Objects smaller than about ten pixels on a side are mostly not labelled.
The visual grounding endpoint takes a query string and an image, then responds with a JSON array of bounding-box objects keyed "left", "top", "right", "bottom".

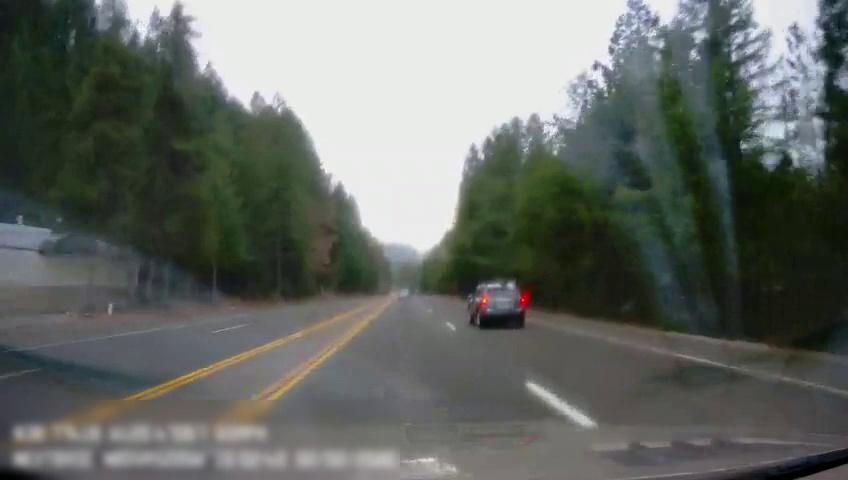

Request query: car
[{"left": 466, "top": 283, "right": 529, "bottom": 329}]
